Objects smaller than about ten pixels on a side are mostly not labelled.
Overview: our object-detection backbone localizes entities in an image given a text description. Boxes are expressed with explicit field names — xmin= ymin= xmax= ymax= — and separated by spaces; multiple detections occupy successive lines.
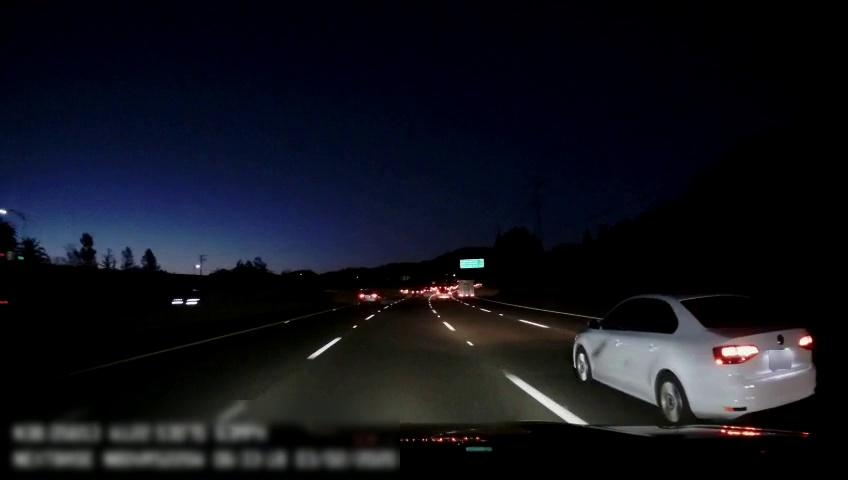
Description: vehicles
xmin=170 ymin=292 xmax=214 ymax=308
xmin=572 ymin=291 xmax=817 ymax=426
xmin=436 ymin=288 xmax=451 ymax=300
xmin=358 ymin=289 xmax=383 ymax=308
xmin=458 ymin=280 xmax=475 ymax=300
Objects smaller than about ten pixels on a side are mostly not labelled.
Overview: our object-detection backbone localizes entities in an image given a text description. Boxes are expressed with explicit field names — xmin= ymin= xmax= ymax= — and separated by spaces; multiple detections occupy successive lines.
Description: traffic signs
xmin=459 ymin=258 xmax=485 ymax=269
